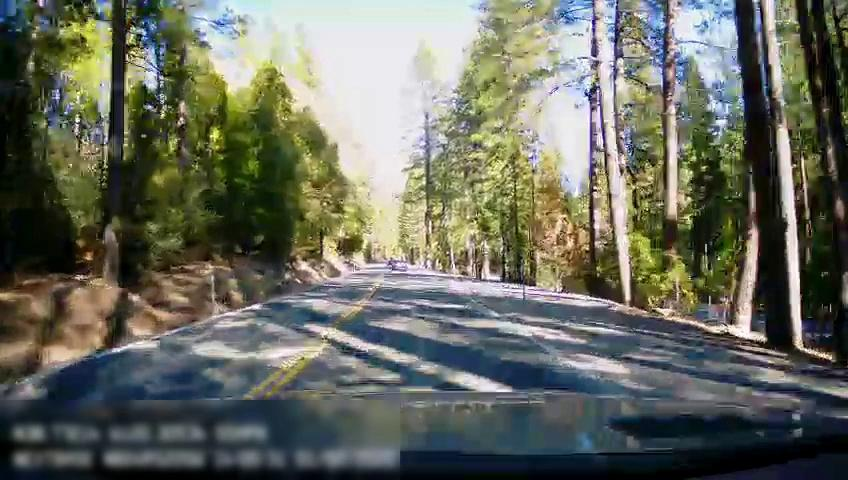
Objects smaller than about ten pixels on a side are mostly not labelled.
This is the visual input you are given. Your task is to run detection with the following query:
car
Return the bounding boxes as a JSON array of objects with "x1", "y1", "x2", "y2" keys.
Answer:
[{"x1": 390, "y1": 260, "x2": 403, "y2": 271}]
